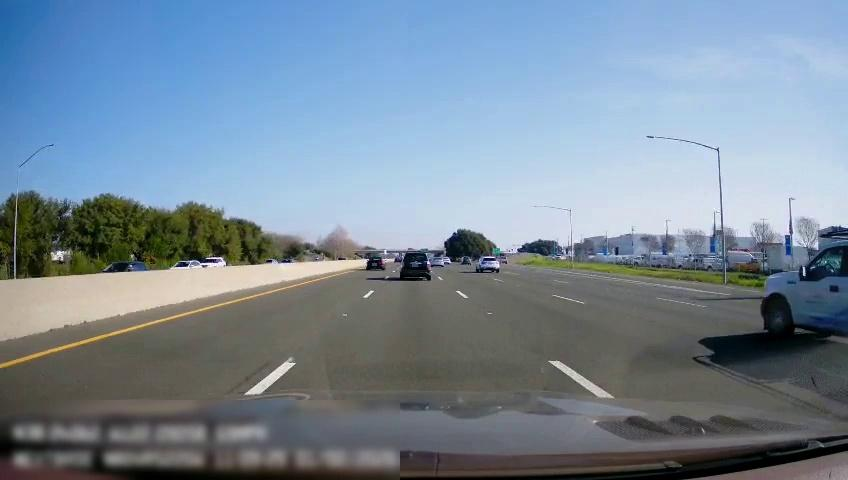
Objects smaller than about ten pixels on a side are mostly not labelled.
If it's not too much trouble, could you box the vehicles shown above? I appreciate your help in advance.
[263,258,279,265]
[758,227,848,342]
[430,256,445,268]
[100,260,151,274]
[461,256,472,265]
[476,255,500,273]
[198,255,227,270]
[169,259,203,271]
[365,256,385,271]
[280,257,296,264]
[400,251,431,280]
[441,256,451,265]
